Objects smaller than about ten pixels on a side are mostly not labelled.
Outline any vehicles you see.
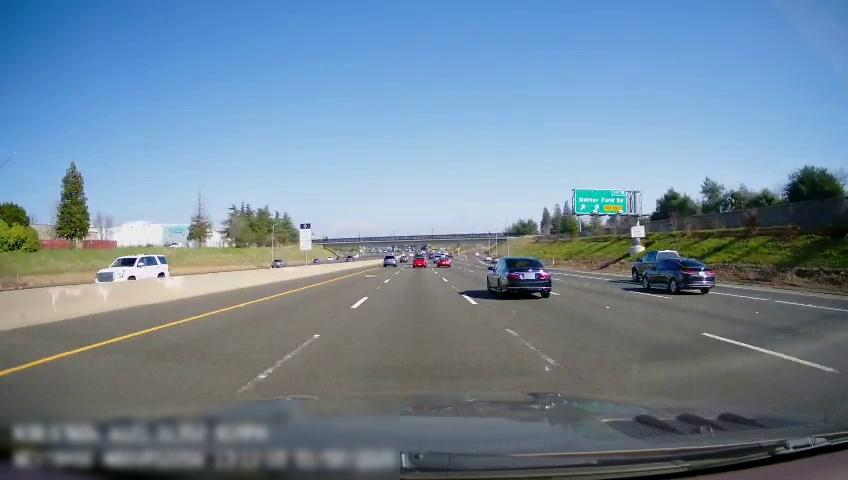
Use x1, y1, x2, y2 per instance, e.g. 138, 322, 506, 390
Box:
432, 256, 440, 264
641, 256, 716, 295
485, 257, 552, 301
437, 256, 452, 267
345, 256, 355, 262
271, 258, 289, 269
384, 254, 399, 267
413, 256, 428, 267
95, 254, 170, 285
630, 249, 680, 284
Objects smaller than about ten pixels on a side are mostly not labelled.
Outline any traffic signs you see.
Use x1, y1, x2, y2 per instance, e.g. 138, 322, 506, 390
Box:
574, 188, 628, 216
299, 223, 313, 252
